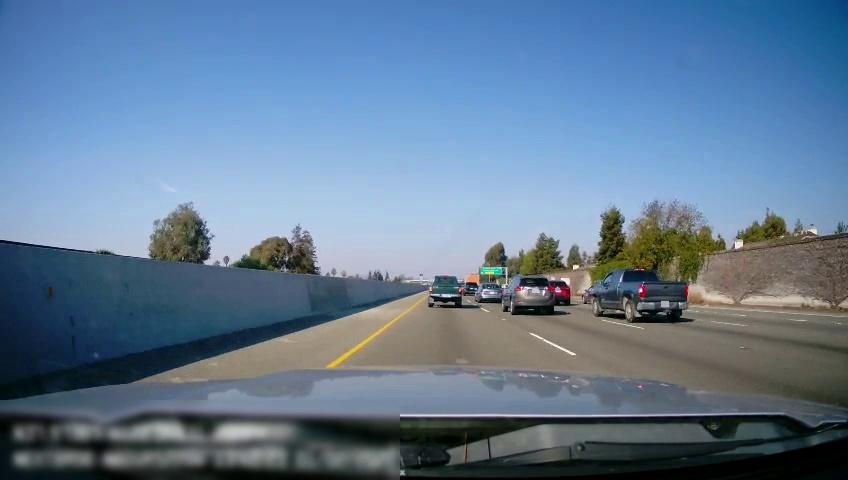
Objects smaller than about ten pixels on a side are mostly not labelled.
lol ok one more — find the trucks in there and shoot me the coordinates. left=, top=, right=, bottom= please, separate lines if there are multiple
left=588, top=269, right=690, bottom=324
left=428, top=275, right=462, bottom=308
left=463, top=274, right=480, bottom=287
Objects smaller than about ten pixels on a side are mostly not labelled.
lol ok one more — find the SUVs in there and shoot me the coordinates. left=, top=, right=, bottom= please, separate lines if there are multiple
left=501, top=273, right=556, bottom=316
left=463, top=281, right=480, bottom=297
left=546, top=279, right=571, bottom=306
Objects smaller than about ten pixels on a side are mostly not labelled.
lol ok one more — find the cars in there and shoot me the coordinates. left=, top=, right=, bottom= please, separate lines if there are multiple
left=474, top=283, right=503, bottom=304
left=581, top=284, right=598, bottom=305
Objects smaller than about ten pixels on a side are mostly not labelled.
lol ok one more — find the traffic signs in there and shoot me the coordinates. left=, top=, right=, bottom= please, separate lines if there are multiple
left=479, top=266, right=504, bottom=277
left=560, top=277, right=571, bottom=286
